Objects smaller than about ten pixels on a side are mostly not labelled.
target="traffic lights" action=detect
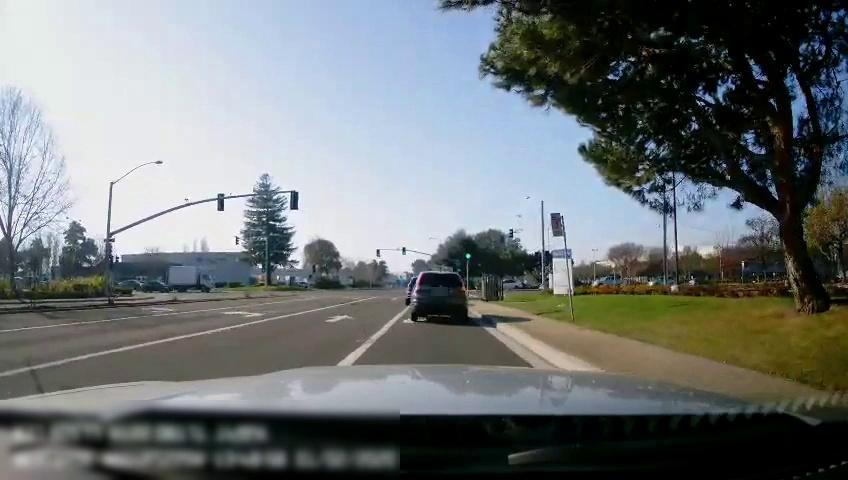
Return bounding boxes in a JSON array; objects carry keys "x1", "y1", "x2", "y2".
[
  {"x1": 508, "y1": 227, "x2": 514, "y2": 240},
  {"x1": 464, "y1": 247, "x2": 472, "y2": 260},
  {"x1": 290, "y1": 190, "x2": 299, "y2": 210},
  {"x1": 217, "y1": 192, "x2": 225, "y2": 211}
]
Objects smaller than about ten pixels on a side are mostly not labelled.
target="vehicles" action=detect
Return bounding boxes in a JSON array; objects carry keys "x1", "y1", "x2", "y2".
[
  {"x1": 647, "y1": 276, "x2": 677, "y2": 287},
  {"x1": 592, "y1": 277, "x2": 623, "y2": 289},
  {"x1": 432, "y1": 265, "x2": 454, "y2": 272},
  {"x1": 141, "y1": 280, "x2": 172, "y2": 292},
  {"x1": 406, "y1": 277, "x2": 417, "y2": 306},
  {"x1": 122, "y1": 280, "x2": 142, "y2": 291},
  {"x1": 495, "y1": 279, "x2": 522, "y2": 290},
  {"x1": 410, "y1": 271, "x2": 466, "y2": 321},
  {"x1": 169, "y1": 267, "x2": 212, "y2": 292}
]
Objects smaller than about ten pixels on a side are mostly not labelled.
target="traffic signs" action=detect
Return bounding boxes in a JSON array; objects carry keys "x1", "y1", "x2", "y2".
[{"x1": 551, "y1": 212, "x2": 563, "y2": 236}]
